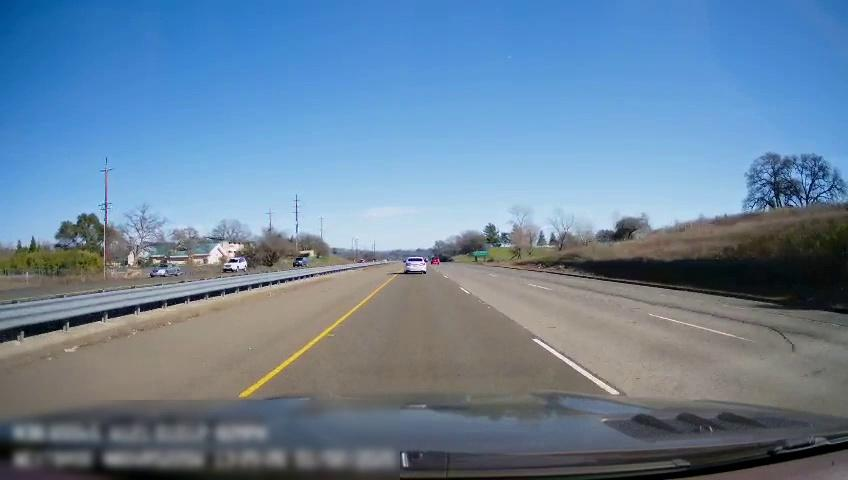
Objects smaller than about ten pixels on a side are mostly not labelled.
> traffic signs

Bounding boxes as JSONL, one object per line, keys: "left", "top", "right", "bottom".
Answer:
{"left": 472, "top": 249, "right": 488, "bottom": 256}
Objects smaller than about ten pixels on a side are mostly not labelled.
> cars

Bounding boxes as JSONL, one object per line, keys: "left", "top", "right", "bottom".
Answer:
{"left": 150, "top": 263, "right": 182, "bottom": 278}
{"left": 429, "top": 257, "right": 440, "bottom": 265}
{"left": 402, "top": 257, "right": 427, "bottom": 275}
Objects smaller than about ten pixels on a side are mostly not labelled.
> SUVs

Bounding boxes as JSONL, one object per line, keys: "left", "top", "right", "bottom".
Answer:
{"left": 291, "top": 255, "right": 313, "bottom": 268}
{"left": 223, "top": 257, "right": 248, "bottom": 273}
